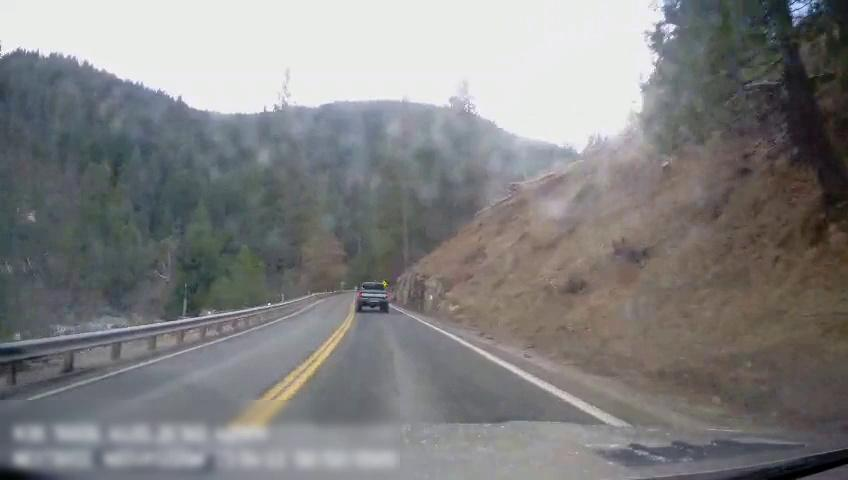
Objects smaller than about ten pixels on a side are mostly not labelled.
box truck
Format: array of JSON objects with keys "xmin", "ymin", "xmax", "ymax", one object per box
[{"xmin": 356, "ymin": 281, "xmax": 390, "ymax": 313}]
